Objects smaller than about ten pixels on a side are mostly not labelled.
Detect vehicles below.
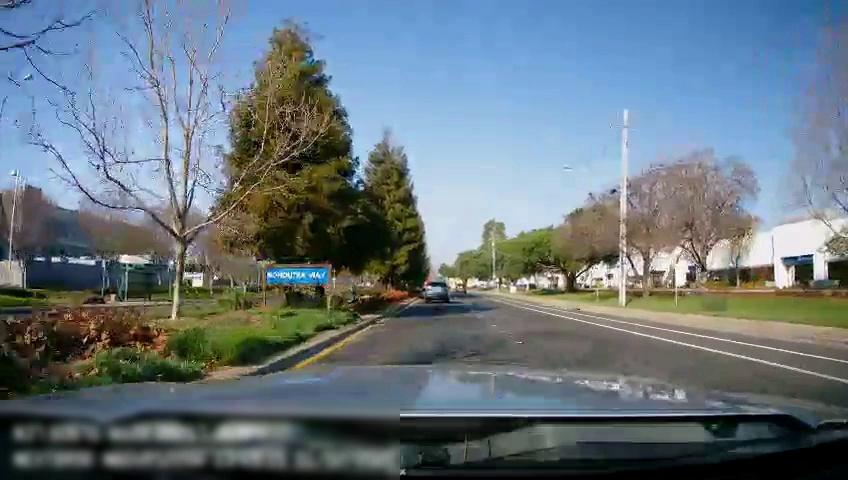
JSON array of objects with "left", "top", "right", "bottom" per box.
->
[
  {"left": 455, "top": 283, "right": 467, "bottom": 293},
  {"left": 425, "top": 280, "right": 451, "bottom": 302}
]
